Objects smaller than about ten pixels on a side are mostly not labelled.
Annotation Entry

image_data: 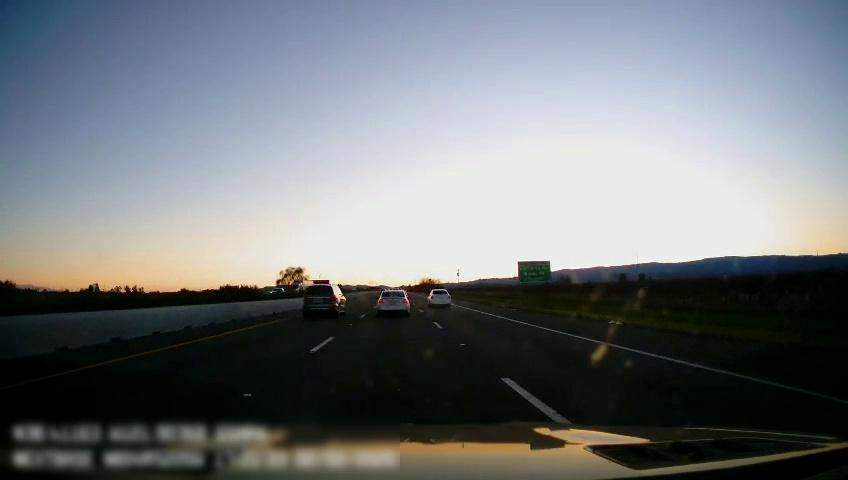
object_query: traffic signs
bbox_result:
[516,260,552,283]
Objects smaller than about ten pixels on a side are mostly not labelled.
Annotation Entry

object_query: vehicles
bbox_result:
[302,284,348,317]
[377,291,412,316]
[427,288,453,308]
[289,279,314,292]
[270,287,285,294]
